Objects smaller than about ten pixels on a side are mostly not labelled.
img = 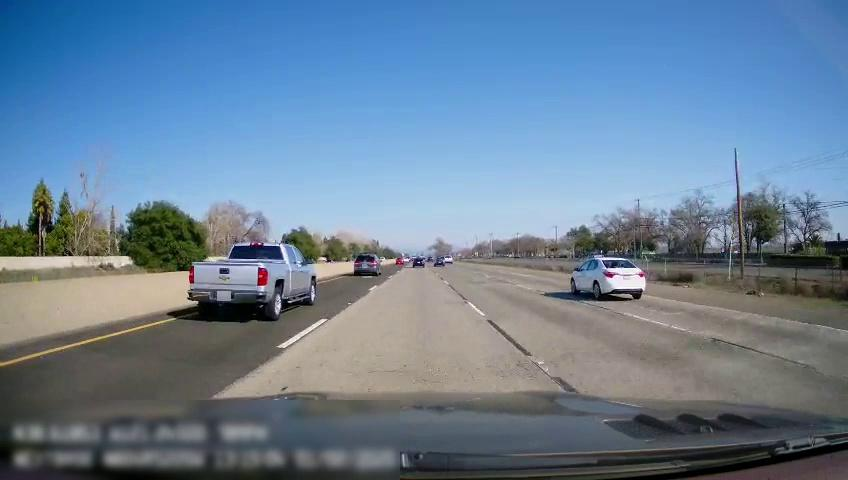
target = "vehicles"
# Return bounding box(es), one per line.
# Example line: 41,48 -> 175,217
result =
186,241 -> 319,323
353,253 -> 384,277
570,256 -> 647,301
412,256 -> 425,268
